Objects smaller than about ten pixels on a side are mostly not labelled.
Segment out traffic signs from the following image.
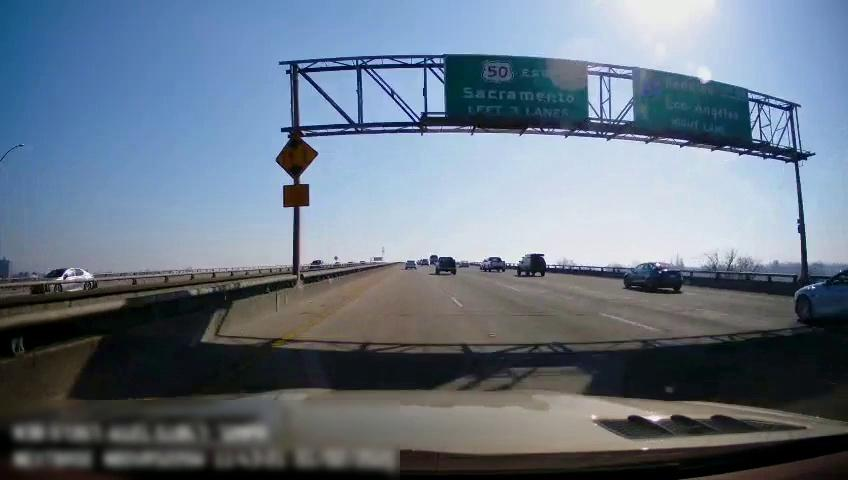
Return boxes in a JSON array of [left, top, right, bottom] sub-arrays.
[[632, 67, 753, 145], [372, 256, 384, 262], [444, 53, 589, 129]]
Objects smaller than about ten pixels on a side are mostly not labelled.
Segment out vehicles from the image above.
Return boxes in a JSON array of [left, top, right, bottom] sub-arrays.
[[624, 262, 683, 293], [310, 260, 325, 269], [517, 253, 547, 276], [30, 268, 98, 293], [793, 269, 848, 325], [480, 256, 507, 273], [436, 257, 457, 274], [405, 260, 417, 269]]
